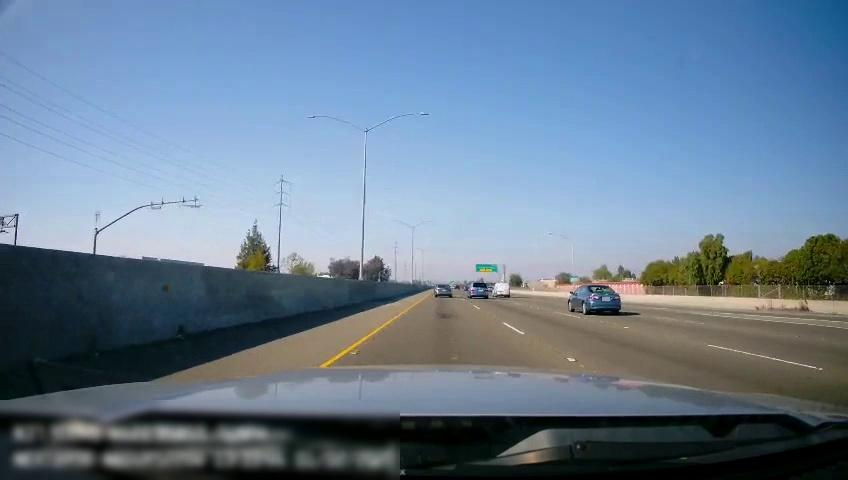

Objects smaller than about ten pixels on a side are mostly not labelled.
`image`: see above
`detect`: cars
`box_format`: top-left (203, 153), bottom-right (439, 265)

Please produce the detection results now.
top-left (567, 284), bottom-right (621, 315)
top-left (435, 285), bottom-right (452, 299)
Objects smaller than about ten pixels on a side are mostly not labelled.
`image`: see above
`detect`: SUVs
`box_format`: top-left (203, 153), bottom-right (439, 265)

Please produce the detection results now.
top-left (467, 282), bottom-right (489, 299)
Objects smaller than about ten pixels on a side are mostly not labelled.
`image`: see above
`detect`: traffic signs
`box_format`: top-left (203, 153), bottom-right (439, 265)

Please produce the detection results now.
top-left (475, 263), bottom-right (498, 273)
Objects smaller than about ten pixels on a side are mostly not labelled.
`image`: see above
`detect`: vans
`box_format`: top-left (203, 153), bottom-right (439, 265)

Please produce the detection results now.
top-left (492, 283), bottom-right (510, 298)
